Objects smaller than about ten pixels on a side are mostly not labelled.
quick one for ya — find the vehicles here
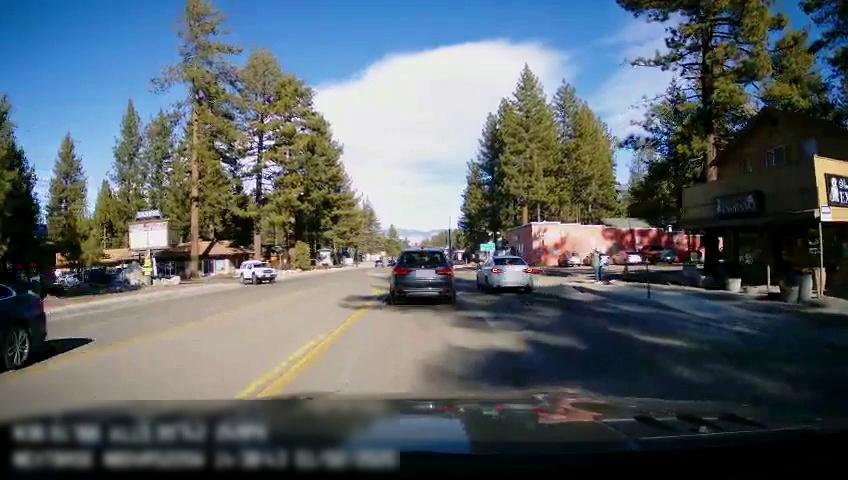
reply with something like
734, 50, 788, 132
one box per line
0, 279, 45, 370
239, 261, 274, 286
475, 256, 535, 295
557, 250, 583, 269
611, 249, 643, 266
639, 243, 673, 265
584, 251, 609, 267
389, 250, 456, 305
